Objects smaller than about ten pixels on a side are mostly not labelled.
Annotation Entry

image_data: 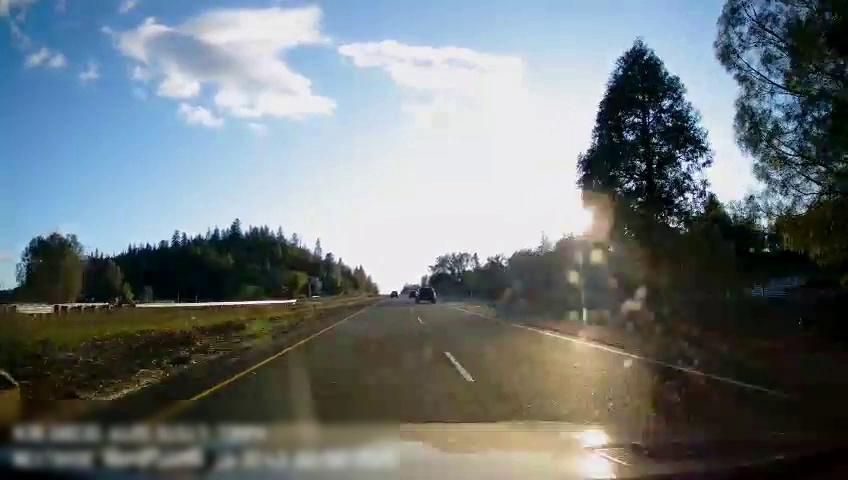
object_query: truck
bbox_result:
[415,287,436,303]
